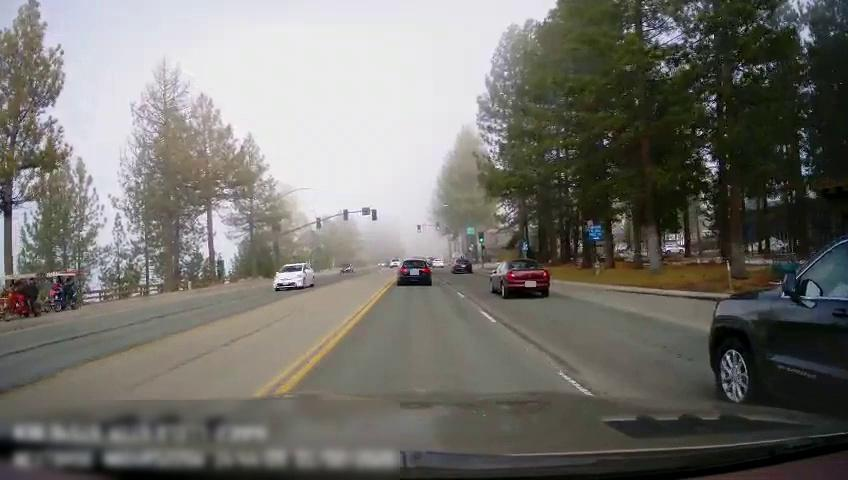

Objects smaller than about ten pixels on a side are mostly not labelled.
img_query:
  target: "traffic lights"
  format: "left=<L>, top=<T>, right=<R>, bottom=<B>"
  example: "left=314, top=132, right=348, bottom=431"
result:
left=315, top=217, right=321, bottom=229
left=372, top=209, right=378, bottom=221
left=343, top=209, right=349, bottom=221
left=479, top=237, right=485, bottom=248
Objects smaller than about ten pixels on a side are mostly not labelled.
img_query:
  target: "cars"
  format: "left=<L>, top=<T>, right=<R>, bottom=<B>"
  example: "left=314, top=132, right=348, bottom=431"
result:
left=274, top=263, right=315, bottom=291
left=490, top=260, right=551, bottom=299
left=452, top=259, right=474, bottom=275
left=432, top=258, right=444, bottom=269
left=340, top=263, right=354, bottom=274
left=397, top=259, right=432, bottom=287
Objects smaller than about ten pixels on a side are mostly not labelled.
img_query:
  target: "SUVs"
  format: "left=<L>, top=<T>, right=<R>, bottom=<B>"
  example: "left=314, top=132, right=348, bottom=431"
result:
left=389, top=258, right=402, bottom=268
left=708, top=237, right=848, bottom=406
